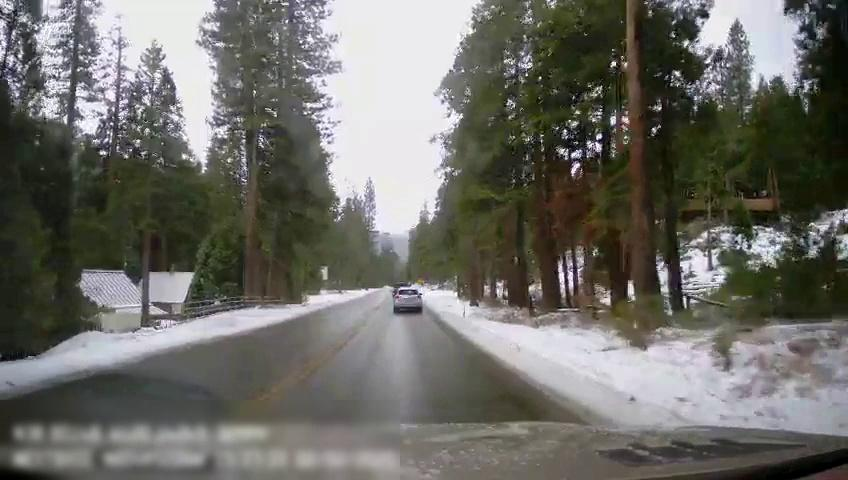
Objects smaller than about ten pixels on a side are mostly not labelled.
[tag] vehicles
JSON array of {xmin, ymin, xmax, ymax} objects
[
  {"xmin": 392, "ymin": 281, "xmax": 411, "ymax": 290},
  {"xmin": 392, "ymin": 287, "xmax": 423, "ymax": 314}
]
